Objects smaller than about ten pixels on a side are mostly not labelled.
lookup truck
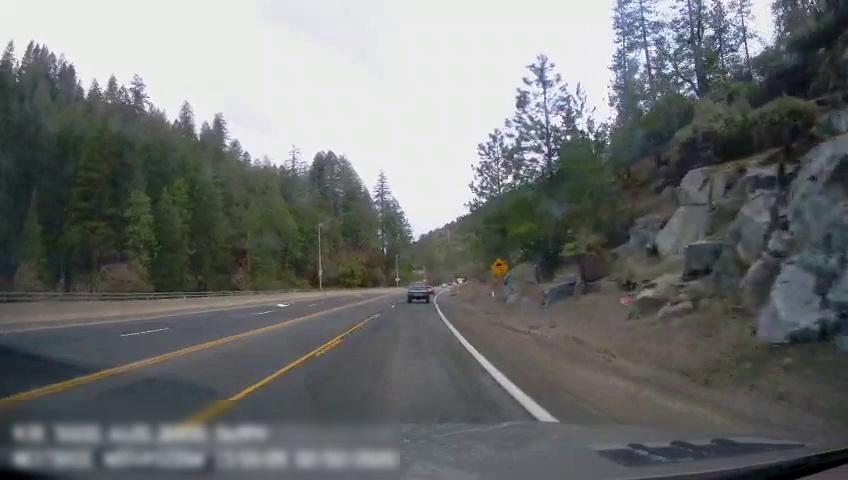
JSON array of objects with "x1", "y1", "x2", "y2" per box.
[{"x1": 407, "y1": 282, "x2": 429, "y2": 304}]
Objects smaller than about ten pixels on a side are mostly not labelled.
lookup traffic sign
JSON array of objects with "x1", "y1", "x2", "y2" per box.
[{"x1": 490, "y1": 258, "x2": 509, "y2": 280}]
